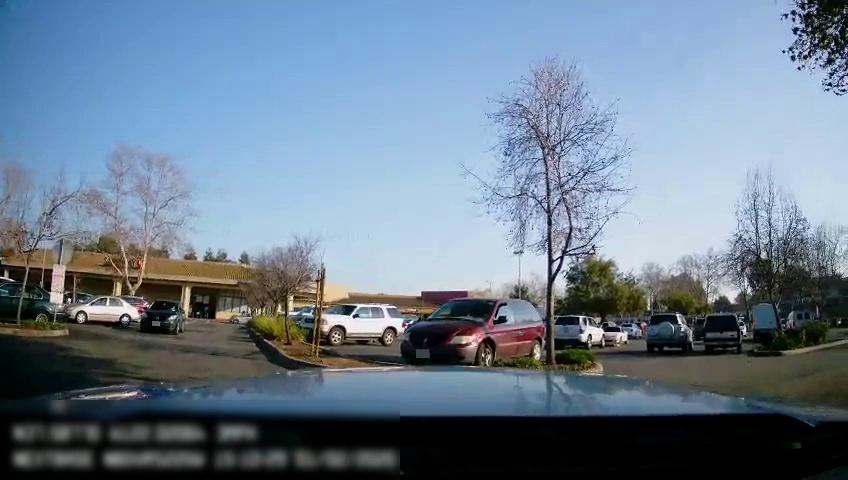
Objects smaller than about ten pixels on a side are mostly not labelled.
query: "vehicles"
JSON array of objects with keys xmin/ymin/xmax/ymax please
[
  {"xmin": 295, "ymin": 306, "xmax": 334, "ymax": 324},
  {"xmin": 738, "ymin": 320, "xmax": 747, "ymax": 337},
  {"xmin": 553, "ymin": 316, "xmax": 606, "ymax": 350},
  {"xmin": 603, "ymin": 326, "xmax": 628, "ymax": 346},
  {"xmin": 0, "ymin": 281, "xmax": 70, "ymax": 329},
  {"xmin": 635, "ymin": 323, "xmax": 648, "ymax": 334},
  {"xmin": 645, "ymin": 313, "xmax": 694, "ymax": 354},
  {"xmin": 67, "ymin": 296, "xmax": 139, "ymax": 327},
  {"xmin": 703, "ymin": 313, "xmax": 742, "ymax": 353},
  {"xmin": 777, "ymin": 318, "xmax": 786, "ymax": 334},
  {"xmin": 752, "ymin": 305, "xmax": 777, "ymax": 341},
  {"xmin": 400, "ymin": 298, "xmax": 546, "ymax": 369},
  {"xmin": 55, "ymin": 292, "xmax": 94, "ymax": 308},
  {"xmin": 140, "ymin": 301, "xmax": 186, "ymax": 335},
  {"xmin": 284, "ymin": 306, "xmax": 317, "ymax": 323},
  {"xmin": 0, "ymin": 277, "xmax": 16, "ymax": 283},
  {"xmin": 299, "ymin": 303, "xmax": 405, "ymax": 347},
  {"xmin": 785, "ymin": 312, "xmax": 813, "ymax": 335},
  {"xmin": 598, "ymin": 322, "xmax": 617, "ymax": 330},
  {"xmin": 694, "ymin": 318, "xmax": 706, "ymax": 340},
  {"xmin": 116, "ymin": 296, "xmax": 150, "ymax": 324},
  {"xmin": 616, "ymin": 323, "xmax": 642, "ymax": 340}
]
